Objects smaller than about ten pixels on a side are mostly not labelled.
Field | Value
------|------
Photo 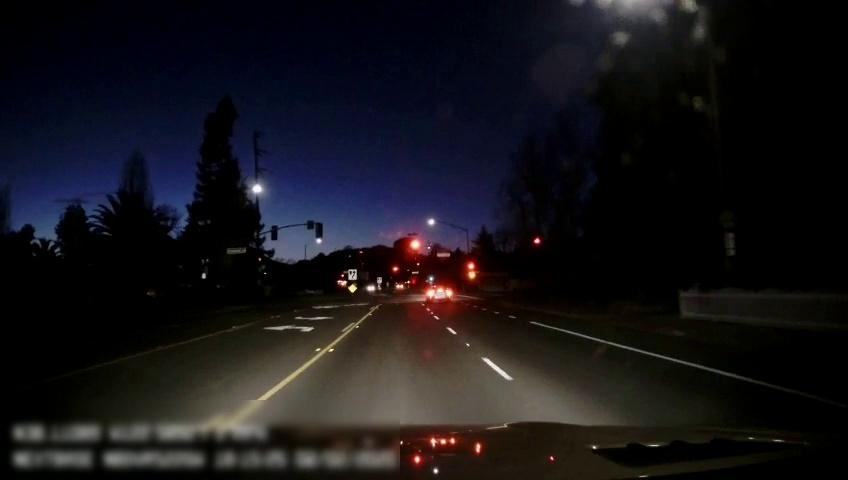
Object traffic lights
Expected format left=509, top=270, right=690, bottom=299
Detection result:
left=315, top=222, right=323, bottom=238
left=411, top=241, right=418, bottom=255
left=258, top=257, right=262, bottom=268
left=271, top=225, right=278, bottom=241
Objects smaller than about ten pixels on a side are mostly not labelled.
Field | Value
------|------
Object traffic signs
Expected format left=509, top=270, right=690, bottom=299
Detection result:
left=348, top=269, right=357, bottom=280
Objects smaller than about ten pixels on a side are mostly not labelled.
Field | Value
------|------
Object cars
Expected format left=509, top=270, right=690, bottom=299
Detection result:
left=424, top=285, right=453, bottom=304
